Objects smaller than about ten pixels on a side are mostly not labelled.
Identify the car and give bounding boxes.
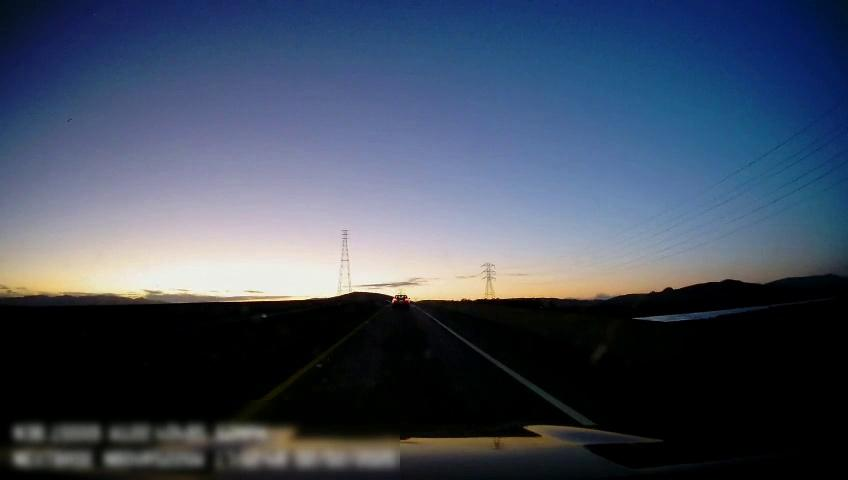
[391,294,410,309]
